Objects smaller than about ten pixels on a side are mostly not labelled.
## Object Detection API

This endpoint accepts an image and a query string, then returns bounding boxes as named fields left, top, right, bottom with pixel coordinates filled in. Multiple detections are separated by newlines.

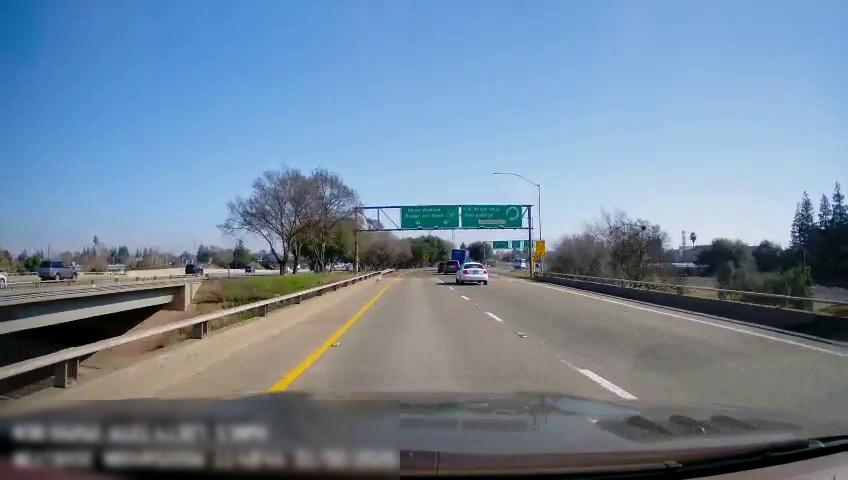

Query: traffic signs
left=460, top=204, right=524, bottom=229
left=399, top=205, right=461, bottom=230
left=509, top=239, right=521, bottom=250
left=525, top=240, right=536, bottom=249
left=495, top=242, right=507, bottom=248
left=536, top=239, right=545, bottom=256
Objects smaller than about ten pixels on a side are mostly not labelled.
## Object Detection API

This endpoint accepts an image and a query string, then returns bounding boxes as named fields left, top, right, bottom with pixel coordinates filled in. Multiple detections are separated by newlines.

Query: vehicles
left=454, top=261, right=489, bottom=286
left=511, top=257, right=528, bottom=271
left=37, top=259, right=78, bottom=284
left=450, top=248, right=471, bottom=262
left=0, top=272, right=8, bottom=290
left=443, top=259, right=461, bottom=274
left=184, top=263, right=204, bottom=276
